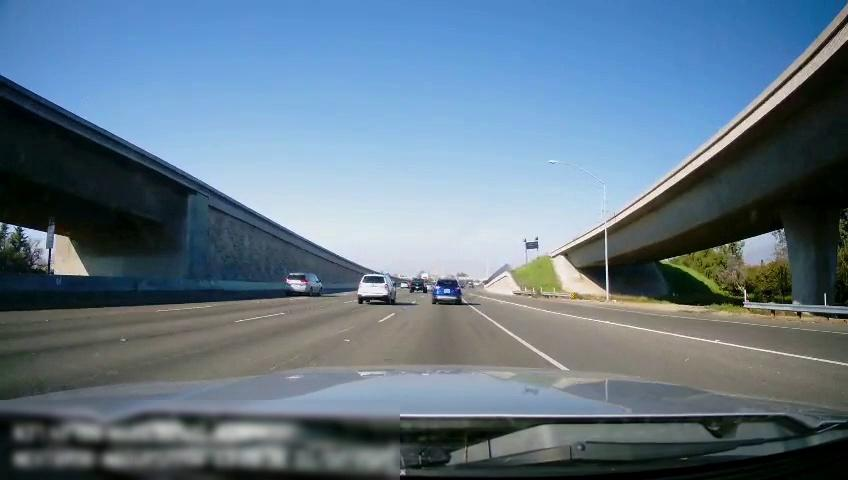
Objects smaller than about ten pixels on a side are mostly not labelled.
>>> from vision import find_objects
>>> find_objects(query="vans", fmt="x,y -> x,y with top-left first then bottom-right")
283,272 -> 323,297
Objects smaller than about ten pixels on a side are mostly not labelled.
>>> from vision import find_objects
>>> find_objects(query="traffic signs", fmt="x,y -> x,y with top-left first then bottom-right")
45,217 -> 56,249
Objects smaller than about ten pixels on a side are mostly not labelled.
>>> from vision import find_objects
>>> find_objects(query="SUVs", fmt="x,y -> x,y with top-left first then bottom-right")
431,278 -> 465,305
357,273 -> 396,305
409,277 -> 428,294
